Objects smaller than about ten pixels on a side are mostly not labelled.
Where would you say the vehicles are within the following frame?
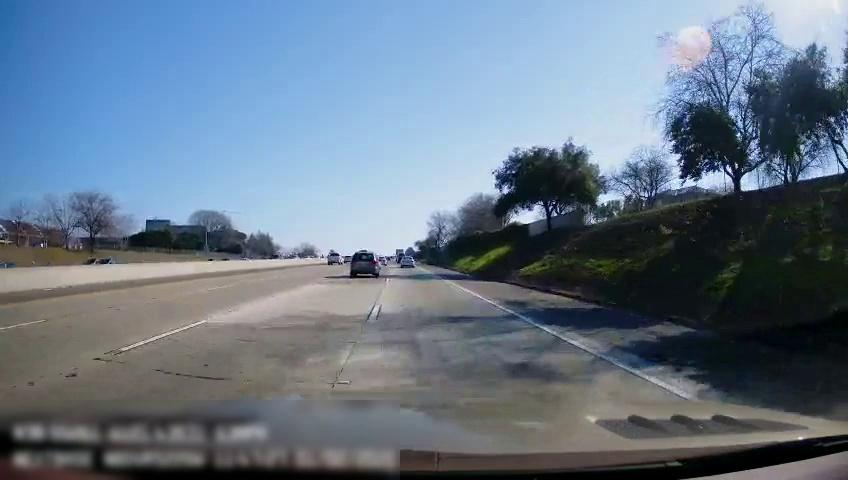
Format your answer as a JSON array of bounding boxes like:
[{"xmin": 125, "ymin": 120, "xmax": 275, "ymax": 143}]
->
[
  {"xmin": 399, "ymin": 255, "xmax": 415, "ymax": 268},
  {"xmin": 326, "ymin": 252, "xmax": 344, "ymax": 266},
  {"xmin": 348, "ymin": 252, "xmax": 380, "ymax": 279},
  {"xmin": 0, "ymin": 262, "xmax": 16, "ymax": 269},
  {"xmin": 84, "ymin": 257, "xmax": 112, "ymax": 265}
]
